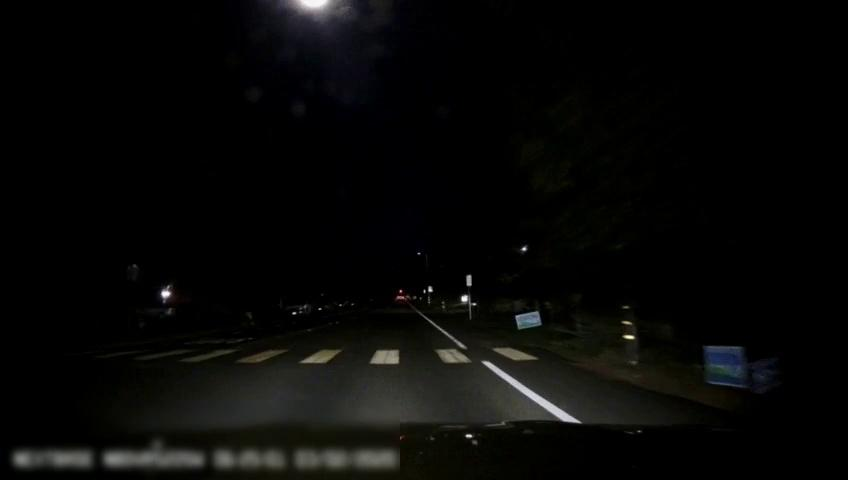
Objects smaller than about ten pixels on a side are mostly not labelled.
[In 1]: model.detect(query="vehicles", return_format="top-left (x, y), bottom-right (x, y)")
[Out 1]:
top-left (286, 295), bottom-right (314, 317)
top-left (133, 302), bottom-right (176, 319)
